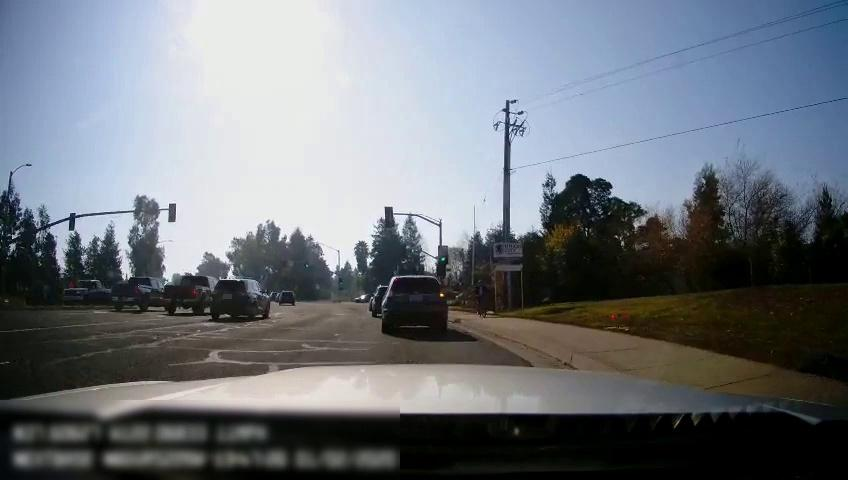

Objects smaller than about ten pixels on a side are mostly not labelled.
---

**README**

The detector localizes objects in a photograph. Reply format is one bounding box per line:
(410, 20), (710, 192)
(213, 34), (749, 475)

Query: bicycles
(471, 273), (490, 319)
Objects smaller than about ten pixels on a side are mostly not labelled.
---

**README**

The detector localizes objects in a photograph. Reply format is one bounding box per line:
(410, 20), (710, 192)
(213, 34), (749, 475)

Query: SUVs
(370, 285), (387, 317)
(209, 278), (272, 323)
(380, 274), (450, 336)
(278, 290), (297, 305)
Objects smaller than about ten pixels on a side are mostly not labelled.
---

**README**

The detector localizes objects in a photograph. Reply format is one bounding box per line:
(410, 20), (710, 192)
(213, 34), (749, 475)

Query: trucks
(61, 279), (111, 306)
(109, 276), (166, 314)
(164, 274), (218, 316)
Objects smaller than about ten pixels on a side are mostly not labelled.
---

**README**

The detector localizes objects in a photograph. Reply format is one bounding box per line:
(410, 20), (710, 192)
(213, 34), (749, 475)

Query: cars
(355, 294), (371, 303)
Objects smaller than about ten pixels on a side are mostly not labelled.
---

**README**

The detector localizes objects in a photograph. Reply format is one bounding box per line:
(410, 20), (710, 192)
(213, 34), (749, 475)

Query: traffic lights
(167, 202), (177, 222)
(437, 244), (448, 264)
(69, 212), (77, 231)
(383, 205), (393, 230)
